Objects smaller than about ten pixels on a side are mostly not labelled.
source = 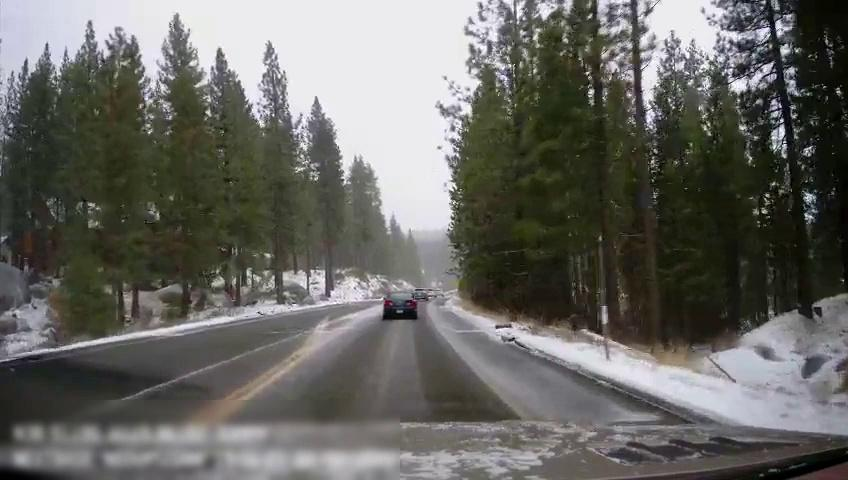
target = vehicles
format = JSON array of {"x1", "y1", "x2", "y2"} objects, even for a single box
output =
[
  {"x1": 411, "y1": 288, "x2": 429, "y2": 301},
  {"x1": 383, "y1": 289, "x2": 418, "y2": 321}
]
